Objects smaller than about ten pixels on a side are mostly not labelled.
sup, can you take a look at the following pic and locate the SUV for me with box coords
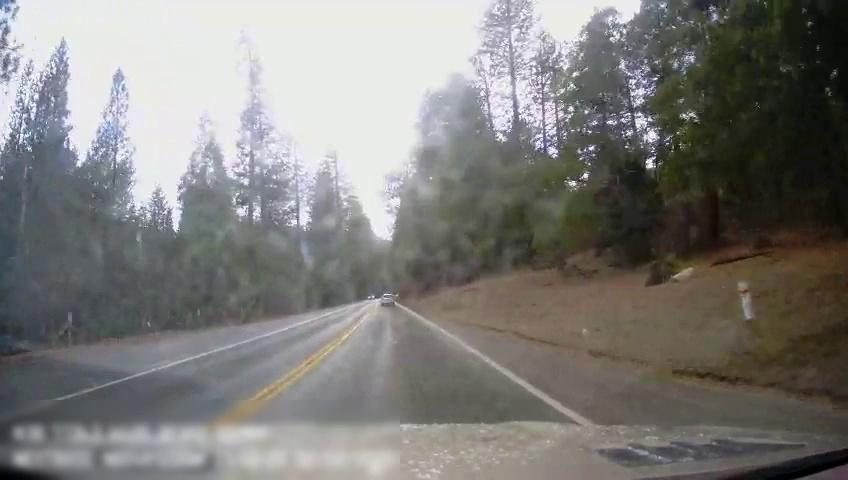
[379,293,396,307]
